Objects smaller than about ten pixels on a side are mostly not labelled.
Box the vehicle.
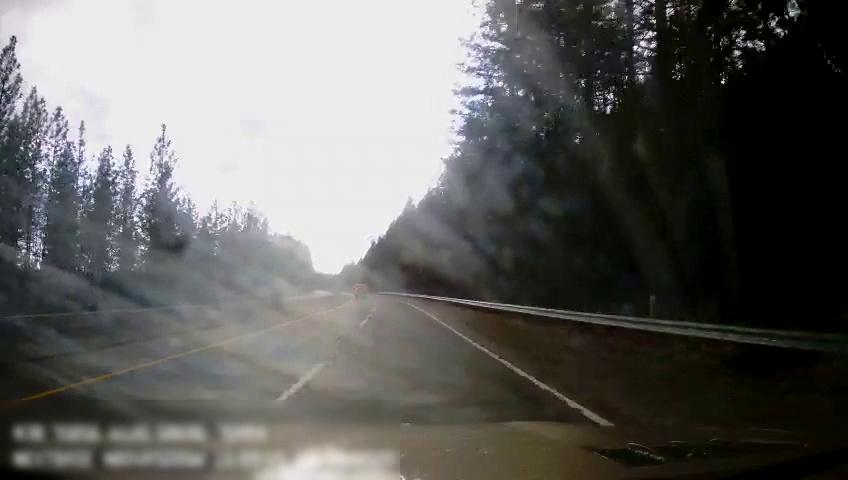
[354,283,370,299]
